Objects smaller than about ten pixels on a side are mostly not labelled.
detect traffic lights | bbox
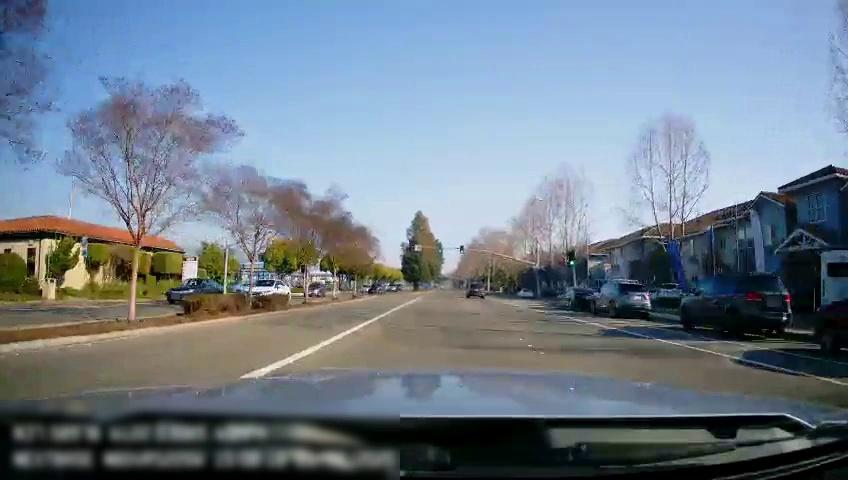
[567,250,577,266]
[459,244,465,255]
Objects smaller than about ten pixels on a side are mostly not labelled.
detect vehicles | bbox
[166,278,224,307]
[648,282,682,306]
[819,249,848,308]
[387,283,401,292]
[304,282,328,299]
[589,279,652,319]
[551,286,596,312]
[243,278,291,296]
[466,281,486,299]
[358,283,372,294]
[367,282,386,295]
[811,299,848,355]
[516,287,536,300]
[676,271,794,339]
